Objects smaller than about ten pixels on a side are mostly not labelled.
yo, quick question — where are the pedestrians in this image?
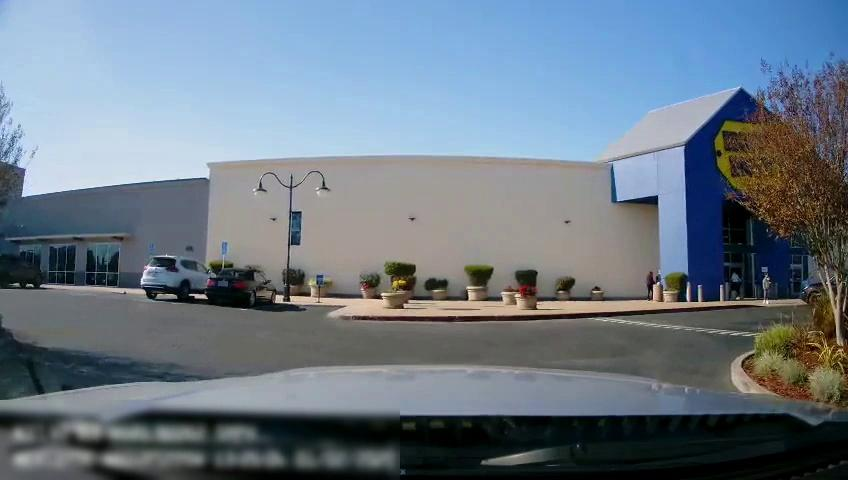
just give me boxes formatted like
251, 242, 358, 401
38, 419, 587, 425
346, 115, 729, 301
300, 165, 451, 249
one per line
652, 272, 663, 288
645, 271, 655, 300
762, 272, 772, 305
728, 266, 742, 301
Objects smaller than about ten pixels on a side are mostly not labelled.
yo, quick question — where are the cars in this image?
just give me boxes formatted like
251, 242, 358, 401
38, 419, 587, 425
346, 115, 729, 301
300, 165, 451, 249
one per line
207, 269, 276, 307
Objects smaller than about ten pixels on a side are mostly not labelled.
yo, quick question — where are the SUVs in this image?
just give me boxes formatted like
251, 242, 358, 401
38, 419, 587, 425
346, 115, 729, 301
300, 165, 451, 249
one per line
799, 271, 848, 314
0, 255, 42, 289
140, 255, 220, 302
